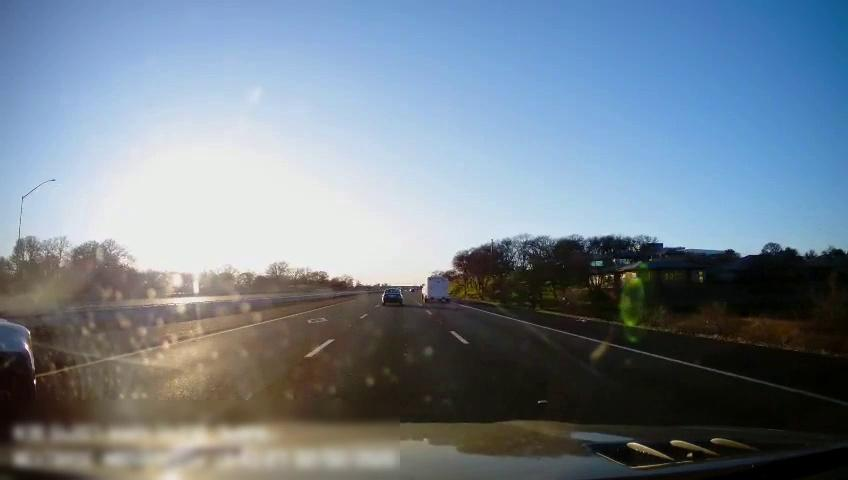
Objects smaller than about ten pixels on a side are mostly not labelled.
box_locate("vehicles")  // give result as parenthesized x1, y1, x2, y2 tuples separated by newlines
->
(0, 317, 37, 448)
(382, 288, 404, 308)
(420, 276, 450, 305)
